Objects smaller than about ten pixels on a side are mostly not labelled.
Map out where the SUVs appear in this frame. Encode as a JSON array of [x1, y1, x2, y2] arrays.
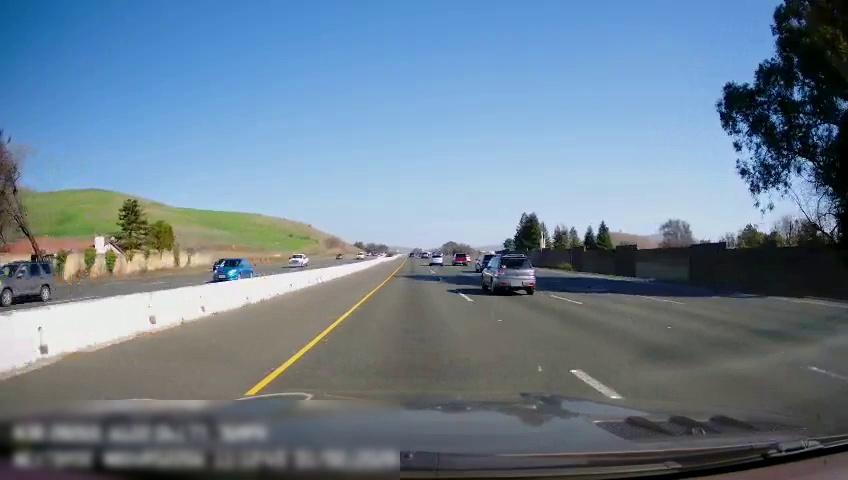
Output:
[[288, 253, 309, 268], [0, 261, 54, 306], [475, 254, 496, 273], [452, 253, 468, 266], [482, 257, 537, 294]]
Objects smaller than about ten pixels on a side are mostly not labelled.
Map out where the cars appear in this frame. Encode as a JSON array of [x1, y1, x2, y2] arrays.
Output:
[[428, 254, 443, 266], [214, 258, 255, 283]]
